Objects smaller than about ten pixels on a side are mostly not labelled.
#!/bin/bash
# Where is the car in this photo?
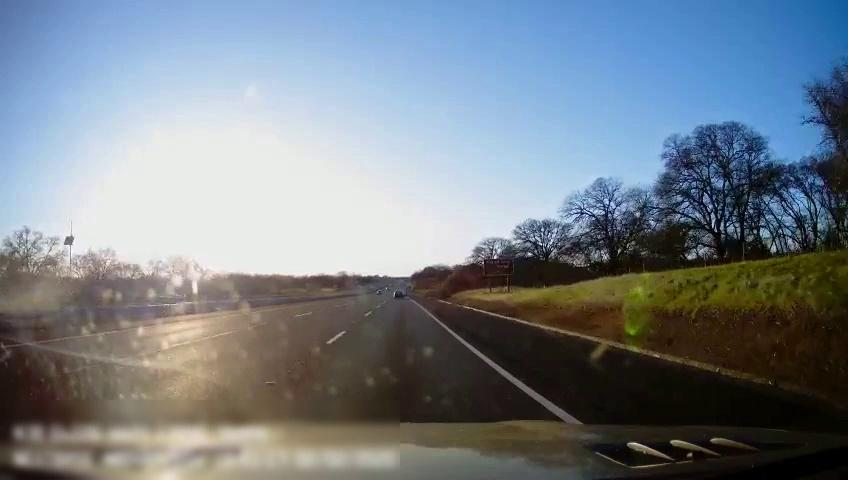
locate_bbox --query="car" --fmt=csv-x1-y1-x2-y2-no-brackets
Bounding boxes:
393,289,405,299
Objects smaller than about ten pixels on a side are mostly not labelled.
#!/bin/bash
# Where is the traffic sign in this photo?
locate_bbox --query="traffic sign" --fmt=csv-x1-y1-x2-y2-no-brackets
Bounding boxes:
482,257,515,276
